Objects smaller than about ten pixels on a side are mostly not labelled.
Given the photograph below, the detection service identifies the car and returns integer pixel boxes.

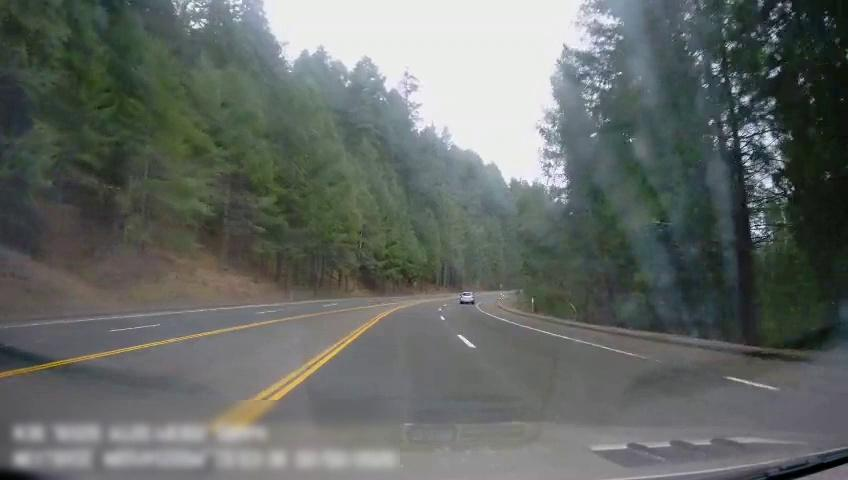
[459,291,475,305]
